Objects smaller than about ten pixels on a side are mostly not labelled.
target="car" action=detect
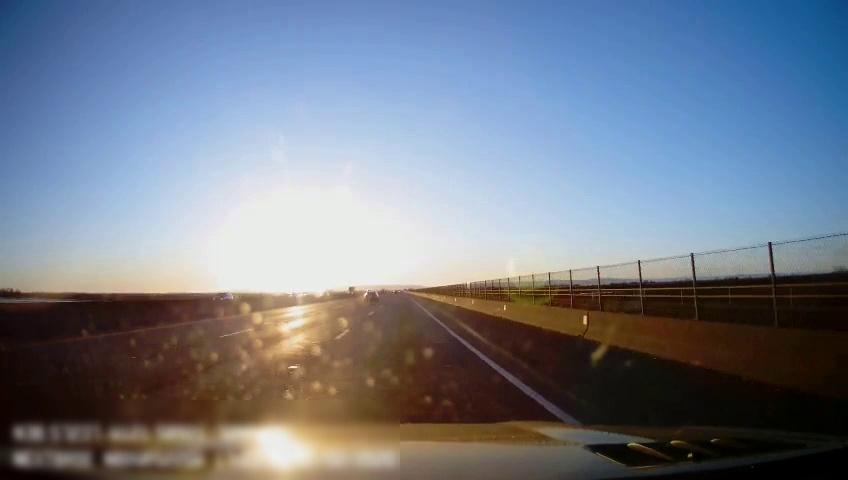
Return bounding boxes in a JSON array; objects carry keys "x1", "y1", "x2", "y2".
[{"x1": 364, "y1": 291, "x2": 380, "y2": 303}]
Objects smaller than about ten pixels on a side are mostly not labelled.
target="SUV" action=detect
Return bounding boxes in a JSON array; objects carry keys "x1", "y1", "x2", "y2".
[{"x1": 212, "y1": 292, "x2": 234, "y2": 302}]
